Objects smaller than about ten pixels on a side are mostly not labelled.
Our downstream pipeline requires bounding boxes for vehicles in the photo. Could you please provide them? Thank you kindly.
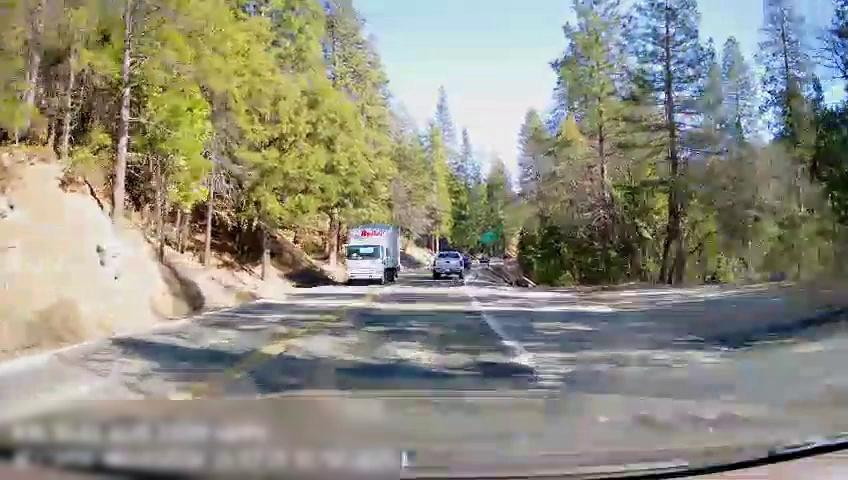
[432,250,465,280]
[479,255,491,264]
[343,224,401,286]
[461,255,473,269]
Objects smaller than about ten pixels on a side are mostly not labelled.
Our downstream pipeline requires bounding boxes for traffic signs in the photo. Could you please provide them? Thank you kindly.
[480,230,498,242]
